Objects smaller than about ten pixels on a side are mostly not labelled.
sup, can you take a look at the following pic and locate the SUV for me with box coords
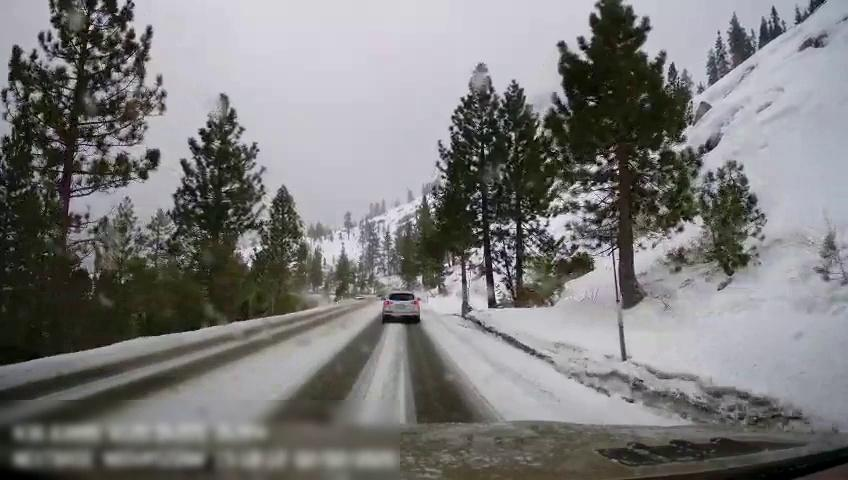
[380,292,422,324]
